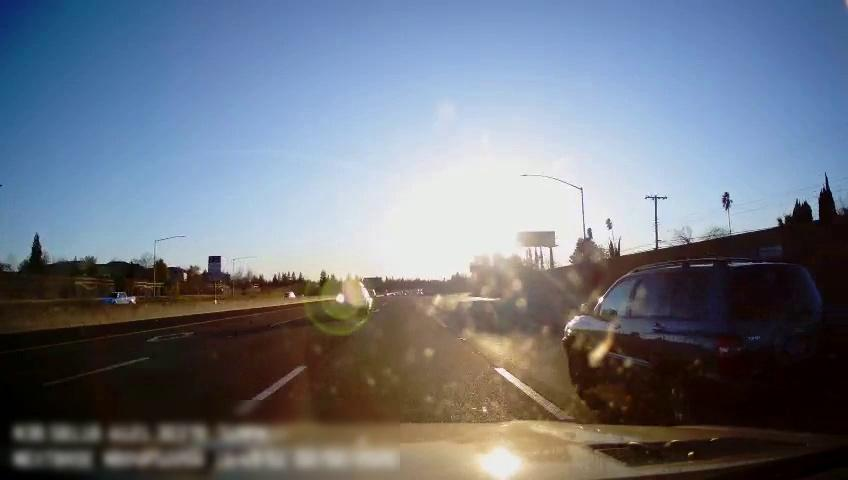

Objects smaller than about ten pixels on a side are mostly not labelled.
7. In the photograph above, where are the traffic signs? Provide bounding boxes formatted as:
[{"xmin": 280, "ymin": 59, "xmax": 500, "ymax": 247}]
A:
[{"xmin": 364, "ymin": 278, "xmax": 382, "ymax": 286}]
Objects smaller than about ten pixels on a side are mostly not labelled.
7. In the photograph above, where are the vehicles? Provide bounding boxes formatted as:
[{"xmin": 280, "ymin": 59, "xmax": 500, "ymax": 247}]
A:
[
  {"xmin": 336, "ymin": 281, "xmax": 374, "ymax": 317},
  {"xmin": 103, "ymin": 291, "xmax": 136, "ymax": 304},
  {"xmin": 281, "ymin": 291, "xmax": 296, "ymax": 299},
  {"xmin": 375, "ymin": 287, "xmax": 387, "ymax": 297},
  {"xmin": 562, "ymin": 257, "xmax": 832, "ymax": 426}
]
